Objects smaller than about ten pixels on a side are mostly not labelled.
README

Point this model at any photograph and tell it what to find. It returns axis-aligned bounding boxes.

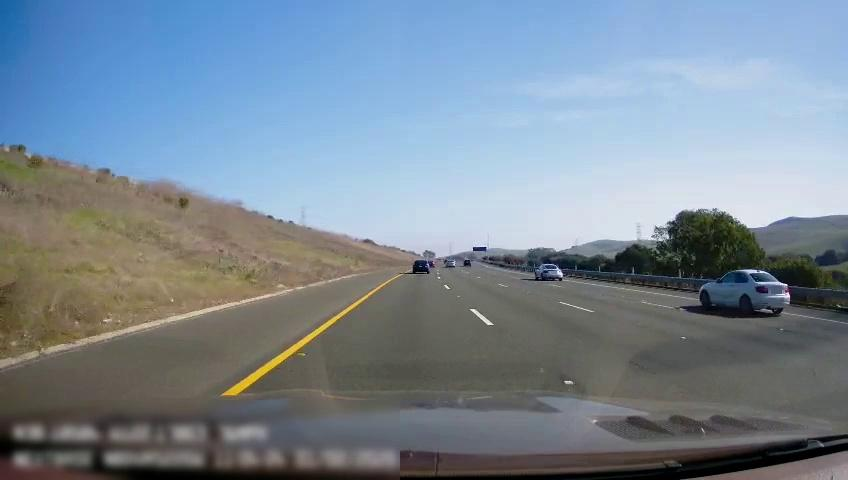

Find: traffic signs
[472,246,487,252]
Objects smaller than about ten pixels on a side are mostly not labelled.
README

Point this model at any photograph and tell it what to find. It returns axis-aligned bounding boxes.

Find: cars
[534,263,563,281]
[698,269,791,314]
[412,258,430,274]
[445,259,457,268]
